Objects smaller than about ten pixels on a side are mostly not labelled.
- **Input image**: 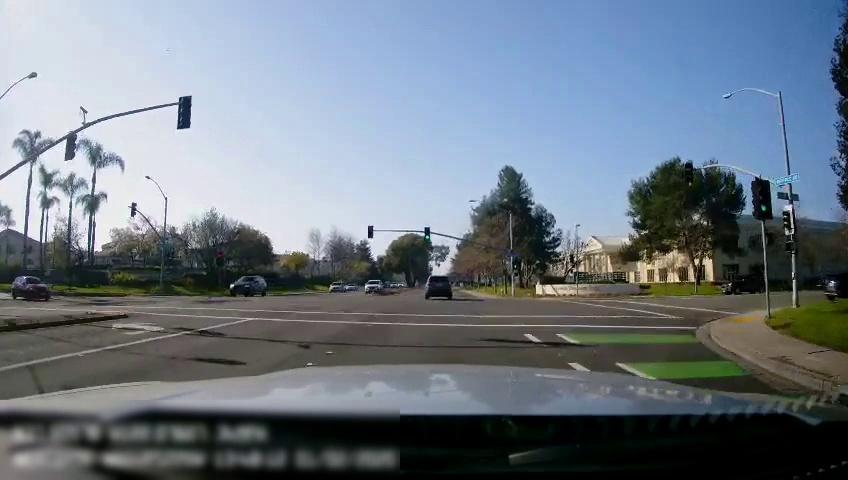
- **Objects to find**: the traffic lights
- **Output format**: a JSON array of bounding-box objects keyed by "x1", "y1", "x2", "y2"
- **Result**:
[
  {"x1": 781, "y1": 209, "x2": 793, "y2": 235},
  {"x1": 784, "y1": 241, "x2": 794, "y2": 252},
  {"x1": 424, "y1": 226, "x2": 431, "y2": 241},
  {"x1": 65, "y1": 132, "x2": 77, "y2": 160},
  {"x1": 177, "y1": 95, "x2": 193, "y2": 130},
  {"x1": 752, "y1": 180, "x2": 764, "y2": 217},
  {"x1": 368, "y1": 225, "x2": 374, "y2": 238},
  {"x1": 131, "y1": 202, "x2": 136, "y2": 215},
  {"x1": 758, "y1": 180, "x2": 770, "y2": 218}
]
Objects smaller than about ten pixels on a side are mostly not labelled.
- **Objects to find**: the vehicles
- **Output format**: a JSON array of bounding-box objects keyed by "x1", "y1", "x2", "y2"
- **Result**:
[
  {"x1": 10, "y1": 275, "x2": 51, "y2": 302},
  {"x1": 719, "y1": 274, "x2": 772, "y2": 296},
  {"x1": 365, "y1": 280, "x2": 384, "y2": 292},
  {"x1": 424, "y1": 275, "x2": 453, "y2": 301},
  {"x1": 823, "y1": 272, "x2": 848, "y2": 301},
  {"x1": 229, "y1": 275, "x2": 268, "y2": 297},
  {"x1": 330, "y1": 281, "x2": 353, "y2": 294}
]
